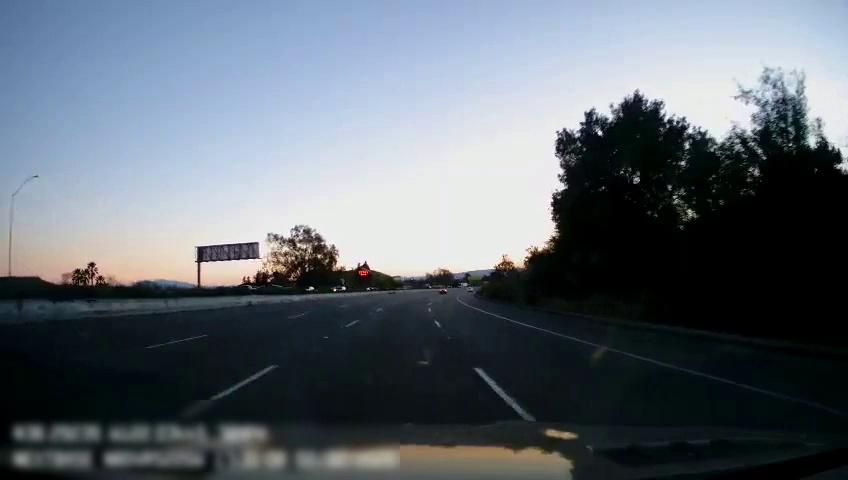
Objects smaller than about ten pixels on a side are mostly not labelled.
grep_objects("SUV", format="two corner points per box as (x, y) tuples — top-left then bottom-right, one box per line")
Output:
(302, 286), (316, 295)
